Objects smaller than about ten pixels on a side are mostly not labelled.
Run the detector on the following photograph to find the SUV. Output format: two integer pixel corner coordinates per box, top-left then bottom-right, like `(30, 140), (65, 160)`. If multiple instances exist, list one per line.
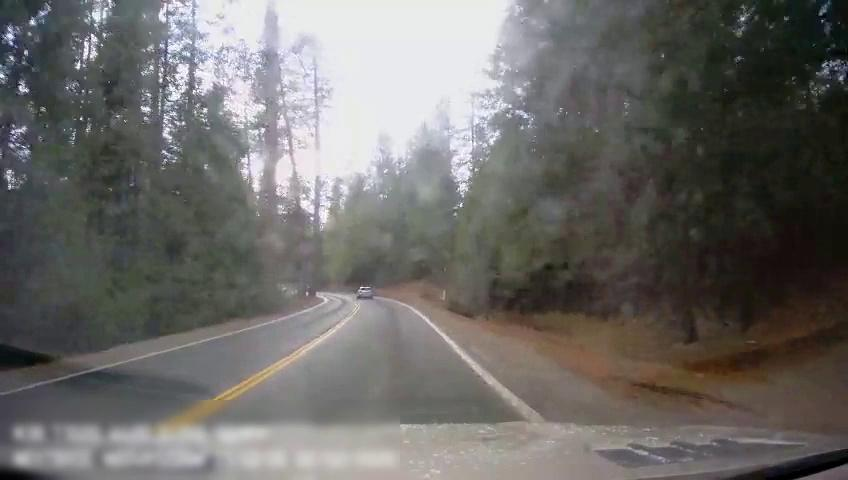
(356, 286), (373, 299)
